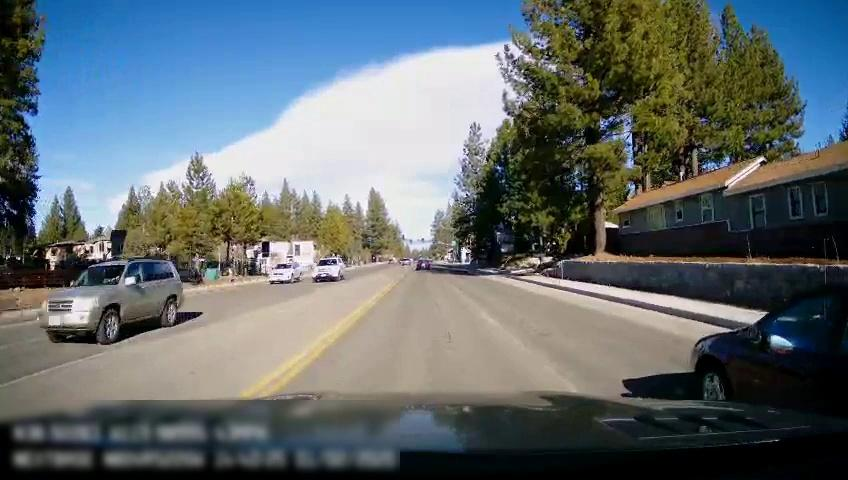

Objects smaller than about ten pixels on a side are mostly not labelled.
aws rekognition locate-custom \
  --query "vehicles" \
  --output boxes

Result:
[416,259,430,271]
[687,282,848,416]
[269,262,301,285]
[311,257,345,283]
[40,257,184,347]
